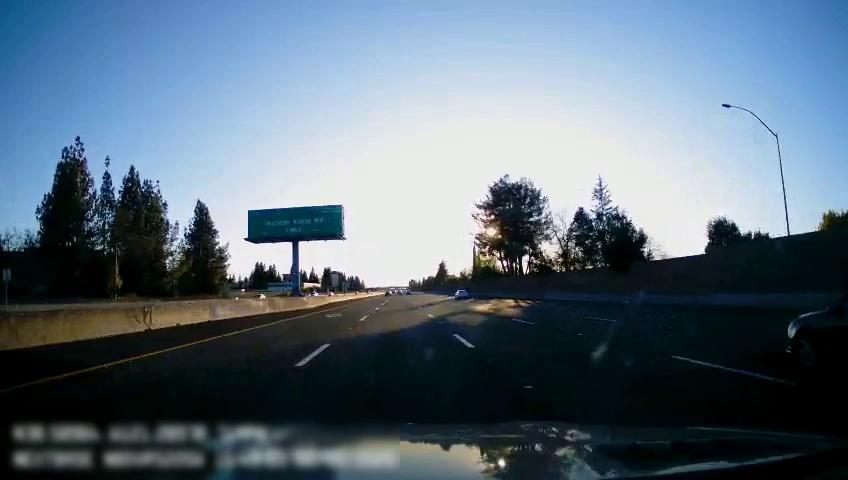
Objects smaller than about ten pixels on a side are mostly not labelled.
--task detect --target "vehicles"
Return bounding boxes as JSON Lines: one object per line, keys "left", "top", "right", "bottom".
{"left": 782, "top": 294, "right": 848, "bottom": 380}
{"left": 253, "top": 293, "right": 266, "bottom": 299}
{"left": 454, "top": 289, "right": 469, "bottom": 300}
